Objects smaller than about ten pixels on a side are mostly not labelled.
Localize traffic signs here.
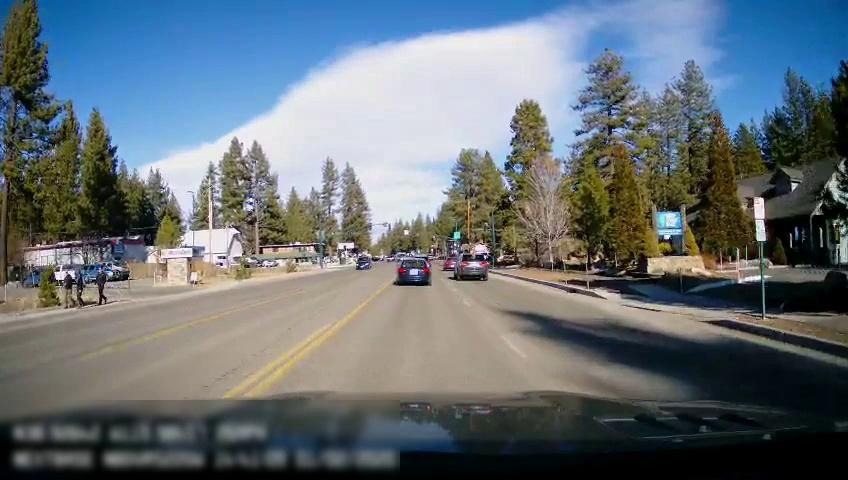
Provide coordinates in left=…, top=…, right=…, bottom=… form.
left=753, top=197, right=768, bottom=240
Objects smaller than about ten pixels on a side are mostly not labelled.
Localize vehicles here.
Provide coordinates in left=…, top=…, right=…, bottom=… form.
left=23, top=268, right=54, bottom=286
left=456, top=253, right=488, bottom=280
left=74, top=264, right=109, bottom=281
left=398, top=258, right=432, bottom=285
left=443, top=257, right=458, bottom=271
left=98, top=261, right=130, bottom=281
left=355, top=256, right=372, bottom=271
left=47, top=267, right=75, bottom=287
